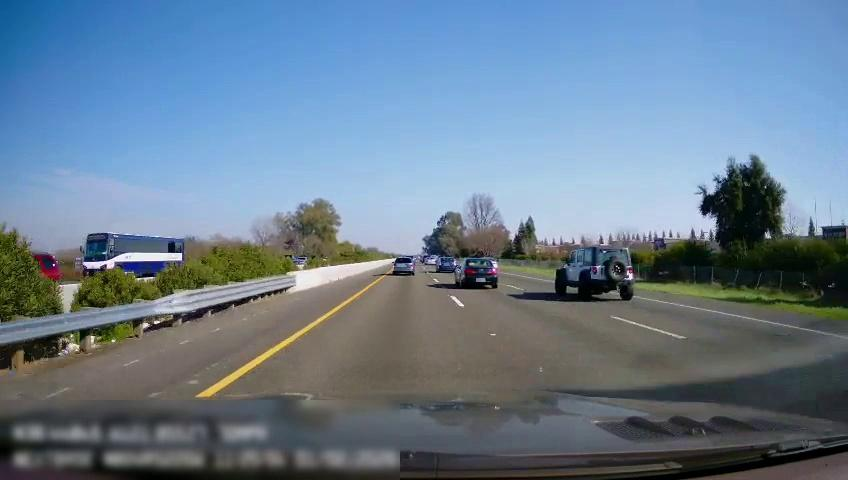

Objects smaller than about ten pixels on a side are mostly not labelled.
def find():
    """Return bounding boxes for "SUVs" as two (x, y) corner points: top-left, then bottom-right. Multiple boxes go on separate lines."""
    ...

(31, 253), (64, 285)
(435, 257), (455, 273)
(553, 246), (636, 302)
(391, 256), (417, 276)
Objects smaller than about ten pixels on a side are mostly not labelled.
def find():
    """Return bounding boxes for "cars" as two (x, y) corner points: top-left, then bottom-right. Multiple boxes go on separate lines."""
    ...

(454, 258), (498, 289)
(424, 256), (436, 266)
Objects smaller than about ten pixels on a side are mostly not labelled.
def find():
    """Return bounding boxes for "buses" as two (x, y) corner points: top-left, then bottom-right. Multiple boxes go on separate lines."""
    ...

(79, 233), (184, 284)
